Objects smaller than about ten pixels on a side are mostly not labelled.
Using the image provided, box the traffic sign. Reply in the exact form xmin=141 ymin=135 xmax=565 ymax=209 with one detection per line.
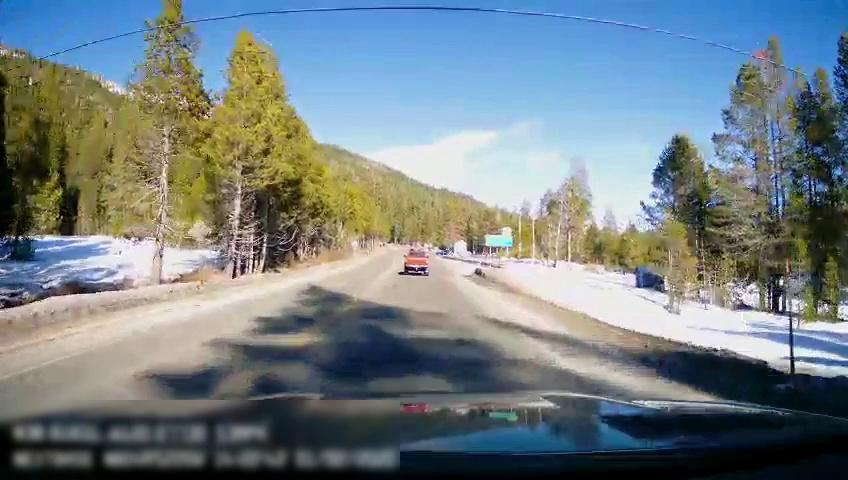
xmin=484 ymin=233 xmax=514 ymax=248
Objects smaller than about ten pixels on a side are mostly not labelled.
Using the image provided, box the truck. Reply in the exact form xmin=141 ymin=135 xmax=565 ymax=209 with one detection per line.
xmin=403 ymin=248 xmax=431 ymax=276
